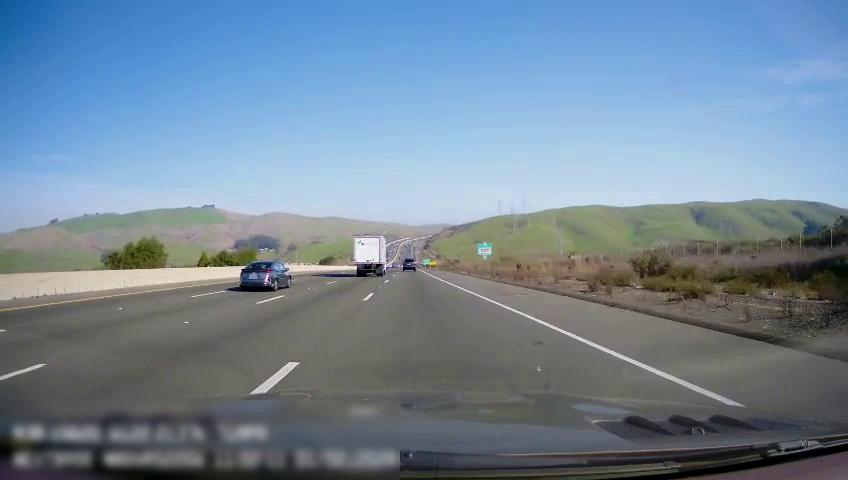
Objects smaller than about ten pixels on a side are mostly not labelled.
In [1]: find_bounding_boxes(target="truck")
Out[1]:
[353,236,388,278]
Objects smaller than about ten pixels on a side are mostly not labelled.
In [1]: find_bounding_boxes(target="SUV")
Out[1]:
[402,257,416,272]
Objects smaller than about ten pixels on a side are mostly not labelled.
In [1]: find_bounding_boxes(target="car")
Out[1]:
[239,260,292,292]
